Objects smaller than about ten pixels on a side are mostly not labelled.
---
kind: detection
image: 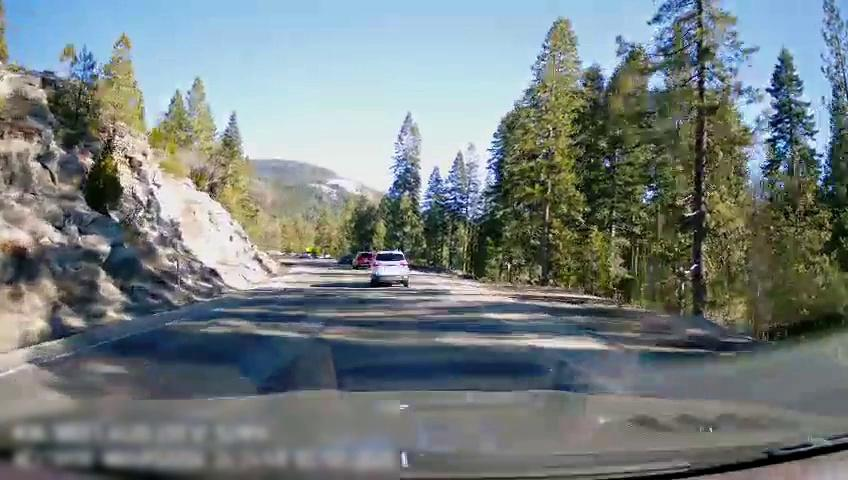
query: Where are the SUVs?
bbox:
[352,250,377,269]
[370,251,409,287]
